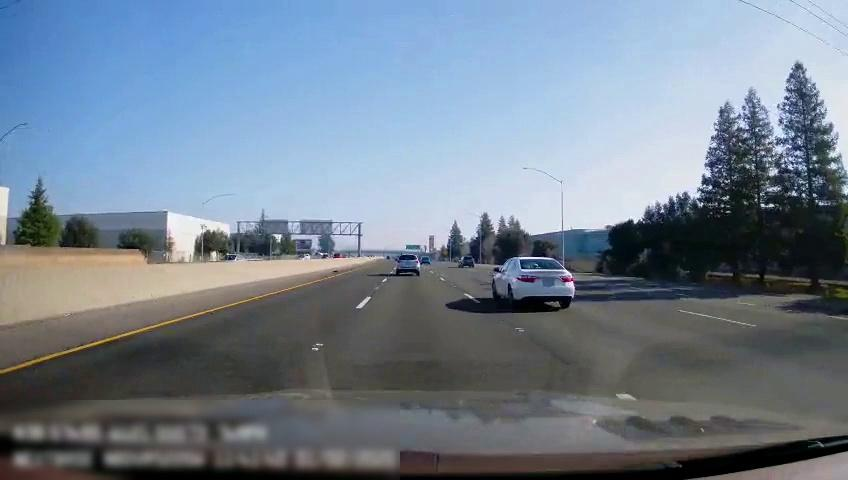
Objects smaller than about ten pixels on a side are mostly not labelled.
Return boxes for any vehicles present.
[396,255,420,276]
[457,256,475,268]
[223,254,244,263]
[490,257,575,311]
[420,256,431,265]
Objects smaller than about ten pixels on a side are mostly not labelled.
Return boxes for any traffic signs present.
[258,219,289,234]
[405,244,421,250]
[299,218,334,235]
